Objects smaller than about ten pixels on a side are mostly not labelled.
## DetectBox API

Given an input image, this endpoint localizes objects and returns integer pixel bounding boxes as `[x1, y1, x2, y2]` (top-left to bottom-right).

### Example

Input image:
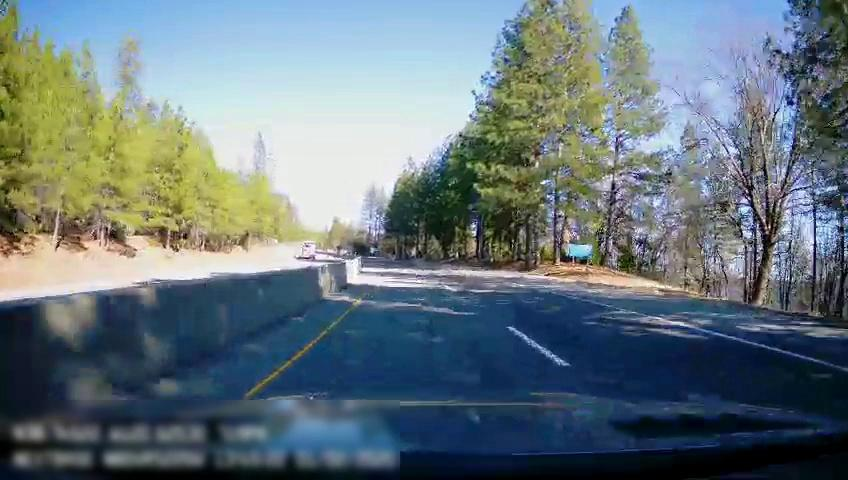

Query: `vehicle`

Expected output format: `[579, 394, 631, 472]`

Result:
[301, 241, 317, 260]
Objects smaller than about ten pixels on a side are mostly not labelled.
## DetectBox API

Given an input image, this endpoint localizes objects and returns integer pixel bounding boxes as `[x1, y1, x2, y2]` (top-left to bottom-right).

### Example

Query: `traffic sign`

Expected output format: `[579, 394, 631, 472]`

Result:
[566, 244, 593, 258]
